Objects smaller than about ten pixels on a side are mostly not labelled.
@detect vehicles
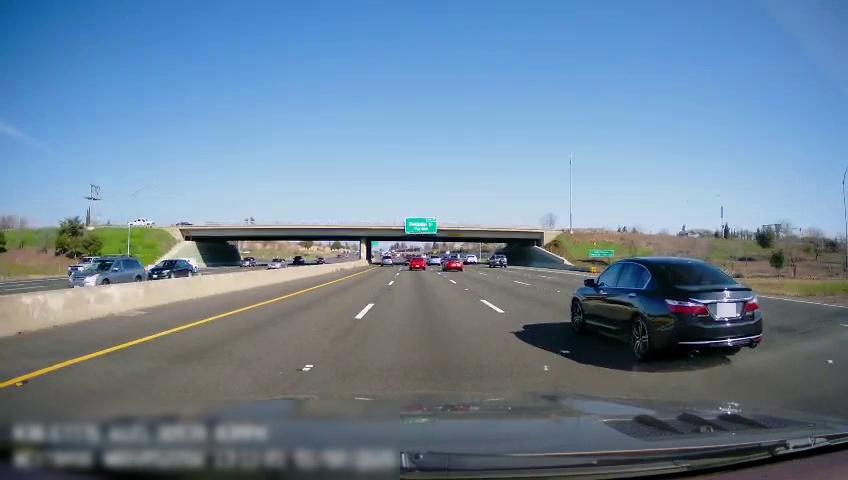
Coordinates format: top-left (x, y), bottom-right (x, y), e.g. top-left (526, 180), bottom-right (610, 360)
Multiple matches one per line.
top-left (292, 255), bottom-right (305, 264)
top-left (570, 256), bottom-right (762, 364)
top-left (68, 256), bottom-right (147, 289)
top-left (426, 254), bottom-right (442, 266)
top-left (487, 254), bottom-right (509, 269)
top-left (267, 258), bottom-right (288, 270)
top-left (239, 256), bottom-right (256, 268)
top-left (404, 255), bottom-right (413, 267)
top-left (409, 257), bottom-right (428, 271)
top-left (315, 257), bottom-right (325, 264)
top-left (440, 256), bottom-right (463, 272)
top-left (380, 254), bottom-right (394, 266)
top-left (147, 259), bottom-right (194, 281)
top-left (463, 254), bottom-right (478, 265)
top-left (67, 256), bottom-right (95, 275)
top-left (128, 217), bottom-right (153, 227)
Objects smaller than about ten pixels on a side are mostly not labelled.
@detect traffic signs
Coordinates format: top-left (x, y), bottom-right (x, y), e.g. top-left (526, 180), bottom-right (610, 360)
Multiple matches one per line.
top-left (404, 216), bottom-right (438, 235)
top-left (589, 250), bottom-right (613, 258)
